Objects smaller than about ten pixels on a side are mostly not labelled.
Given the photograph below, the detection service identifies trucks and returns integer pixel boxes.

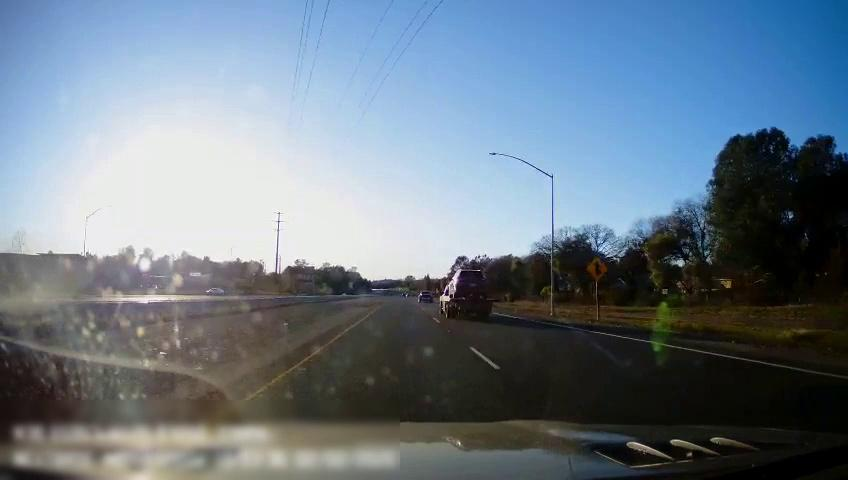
[438,270,500,319]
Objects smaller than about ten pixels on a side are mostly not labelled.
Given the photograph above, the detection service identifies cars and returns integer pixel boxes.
[418,291,433,303]
[205,288,224,296]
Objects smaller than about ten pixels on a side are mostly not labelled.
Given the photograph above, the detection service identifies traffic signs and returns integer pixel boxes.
[588,258,607,281]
